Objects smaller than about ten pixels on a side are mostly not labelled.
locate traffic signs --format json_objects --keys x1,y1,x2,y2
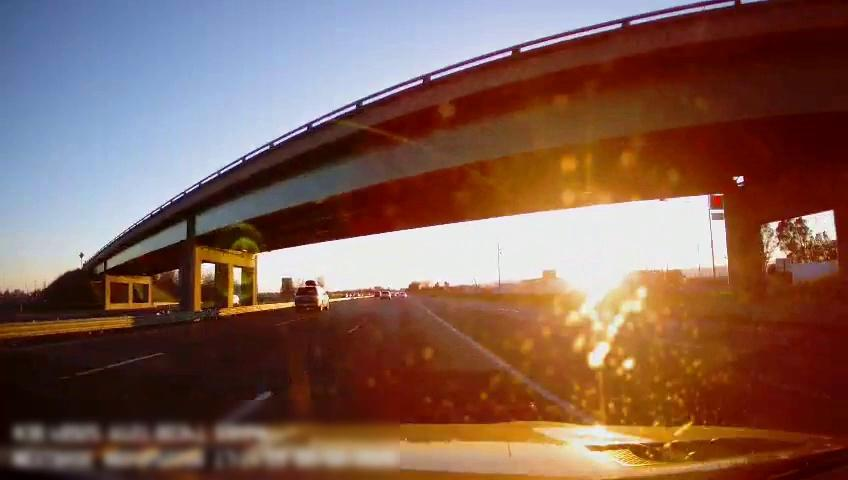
[
  {"x1": 710, "y1": 195, "x2": 724, "y2": 209},
  {"x1": 544, "y1": 270, "x2": 557, "y2": 285},
  {"x1": 712, "y1": 213, "x2": 726, "y2": 221}
]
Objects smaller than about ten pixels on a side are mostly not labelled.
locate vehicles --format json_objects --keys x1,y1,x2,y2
[
  {"x1": 233, "y1": 295, "x2": 240, "y2": 307},
  {"x1": 295, "y1": 280, "x2": 330, "y2": 313},
  {"x1": 380, "y1": 290, "x2": 391, "y2": 300}
]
